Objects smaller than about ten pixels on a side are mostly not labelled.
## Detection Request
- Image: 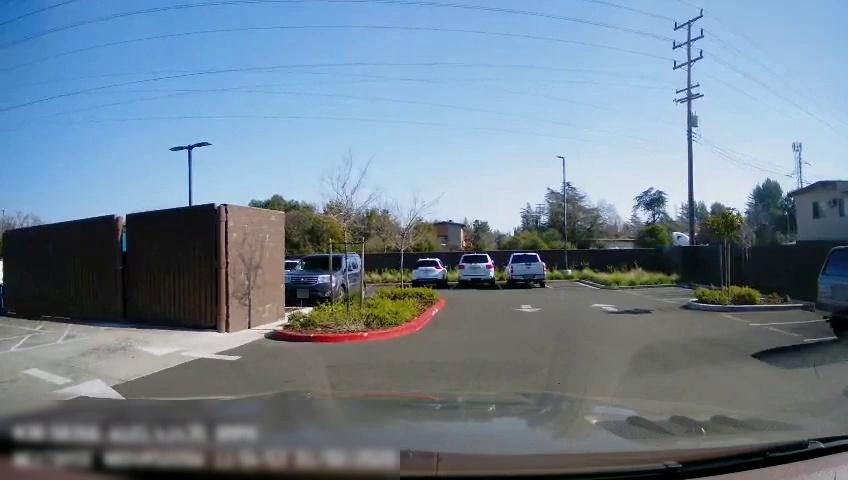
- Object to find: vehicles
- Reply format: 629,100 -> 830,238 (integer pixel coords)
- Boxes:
814,245 -> 848,340
284,258 -> 303,273
412,258 -> 448,288
458,253 -> 495,288
507,253 -> 546,289
285,252 -> 365,308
